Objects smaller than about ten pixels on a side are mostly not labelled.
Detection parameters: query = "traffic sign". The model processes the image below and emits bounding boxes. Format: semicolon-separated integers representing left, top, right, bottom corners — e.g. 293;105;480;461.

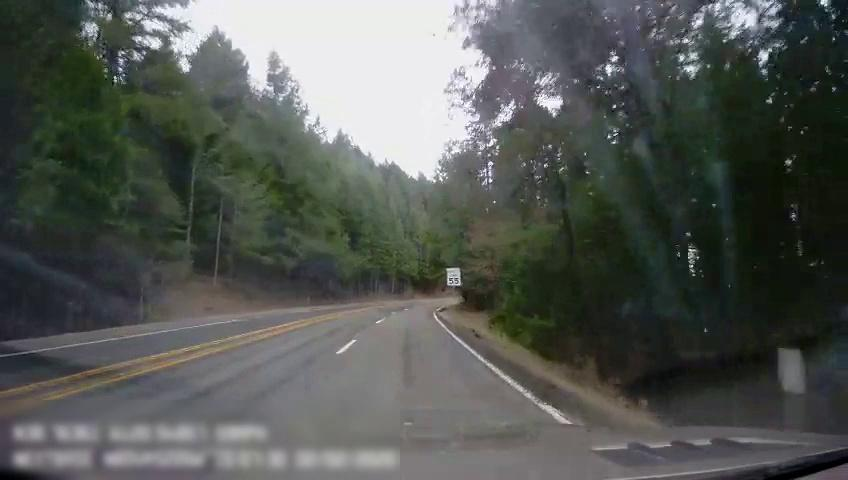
446;267;462;286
